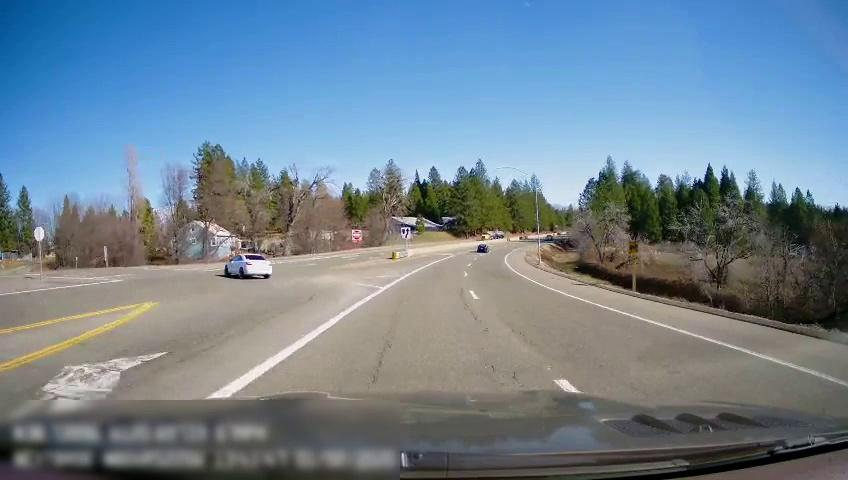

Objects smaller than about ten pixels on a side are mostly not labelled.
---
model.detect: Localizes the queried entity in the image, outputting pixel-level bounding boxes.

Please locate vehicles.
[479,230,505,241]
[223,253,273,280]
[477,243,488,253]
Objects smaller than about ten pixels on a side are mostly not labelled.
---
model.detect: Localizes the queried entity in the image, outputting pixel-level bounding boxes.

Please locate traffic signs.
[350,228,364,242]
[400,226,412,240]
